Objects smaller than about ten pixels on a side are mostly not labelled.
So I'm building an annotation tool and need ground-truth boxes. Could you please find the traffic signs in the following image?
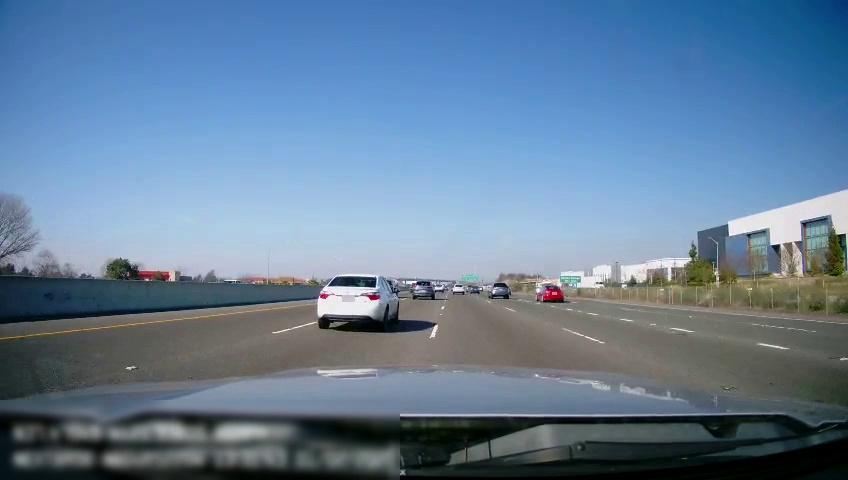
[462,274,481,281]
[559,275,582,284]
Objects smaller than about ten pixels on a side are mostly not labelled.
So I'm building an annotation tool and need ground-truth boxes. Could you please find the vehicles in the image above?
[412,281,437,301]
[470,286,480,295]
[316,272,401,331]
[433,283,445,294]
[537,281,552,288]
[452,283,465,296]
[535,284,564,304]
[382,280,398,298]
[577,276,605,290]
[488,282,510,300]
